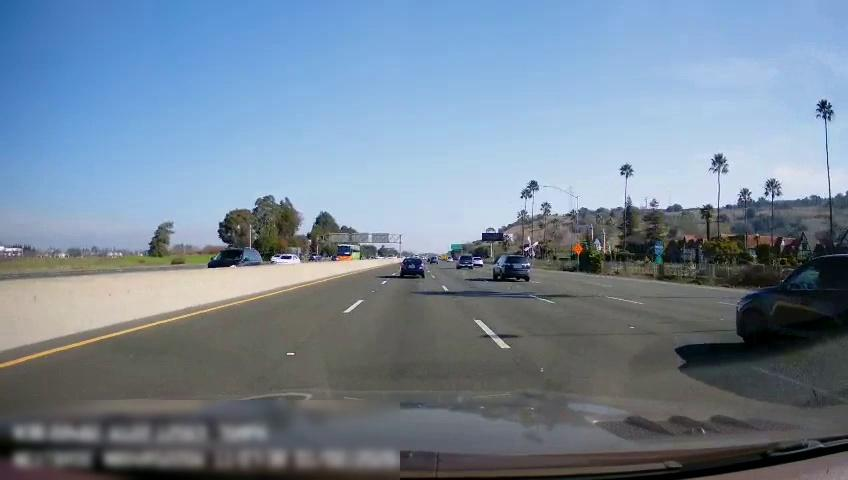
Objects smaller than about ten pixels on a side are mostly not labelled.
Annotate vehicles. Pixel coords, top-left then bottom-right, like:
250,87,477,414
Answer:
735,253,848,359
492,254,531,282
471,256,483,267
456,255,474,270
335,243,361,262
399,257,425,279
272,254,301,265
206,245,264,269
308,253,323,262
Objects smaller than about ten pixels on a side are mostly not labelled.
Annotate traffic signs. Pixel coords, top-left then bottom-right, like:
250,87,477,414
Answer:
572,241,584,255
328,232,349,243
449,243,464,251
350,232,369,244
371,232,390,244
654,240,665,256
